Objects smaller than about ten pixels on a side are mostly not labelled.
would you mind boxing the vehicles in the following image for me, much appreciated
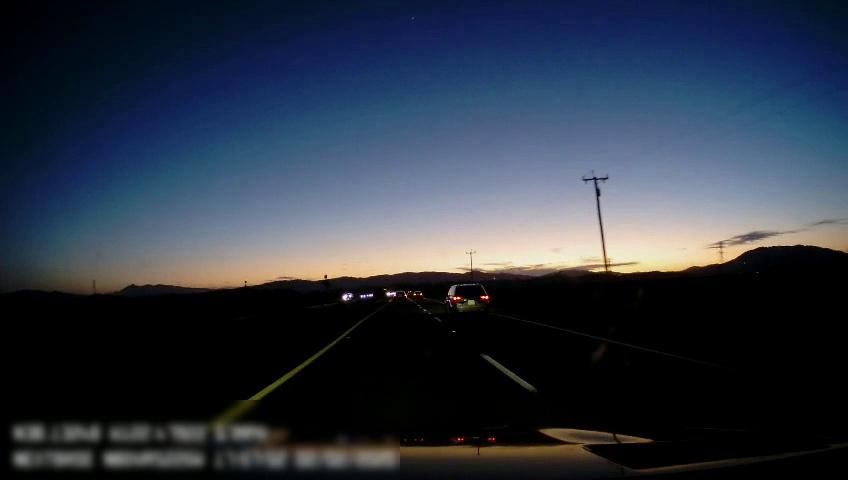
[412,290,424,301]
[445,283,490,317]
[394,290,408,302]
[341,292,354,301]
